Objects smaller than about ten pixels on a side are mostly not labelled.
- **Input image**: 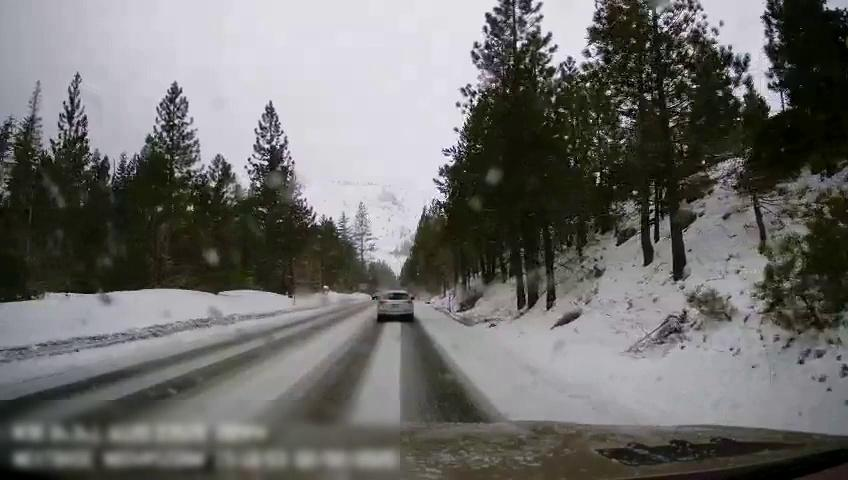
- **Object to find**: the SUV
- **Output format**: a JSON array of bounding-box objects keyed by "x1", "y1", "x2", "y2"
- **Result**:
[{"x1": 377, "y1": 289, "x2": 415, "y2": 322}]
